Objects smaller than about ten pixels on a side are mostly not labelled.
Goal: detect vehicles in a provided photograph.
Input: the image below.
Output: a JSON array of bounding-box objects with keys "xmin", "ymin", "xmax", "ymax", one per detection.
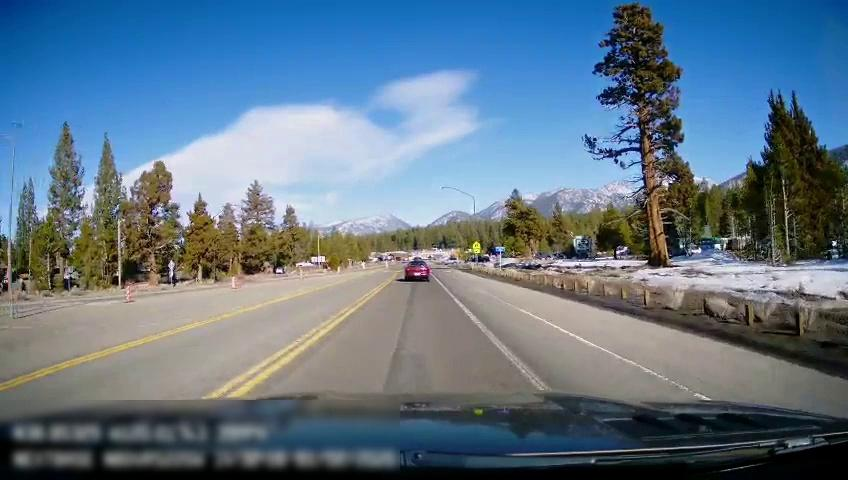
[
  {"xmin": 405, "ymin": 261, "xmax": 430, "ymax": 280},
  {"xmin": 468, "ymin": 253, "xmax": 490, "ymax": 263},
  {"xmin": 440, "ymin": 257, "xmax": 459, "ymax": 266}
]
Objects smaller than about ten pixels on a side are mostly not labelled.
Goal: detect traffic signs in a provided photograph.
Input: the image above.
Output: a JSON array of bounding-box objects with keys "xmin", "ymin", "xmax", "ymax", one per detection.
[{"xmin": 495, "ymin": 246, "xmax": 506, "ymax": 252}]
